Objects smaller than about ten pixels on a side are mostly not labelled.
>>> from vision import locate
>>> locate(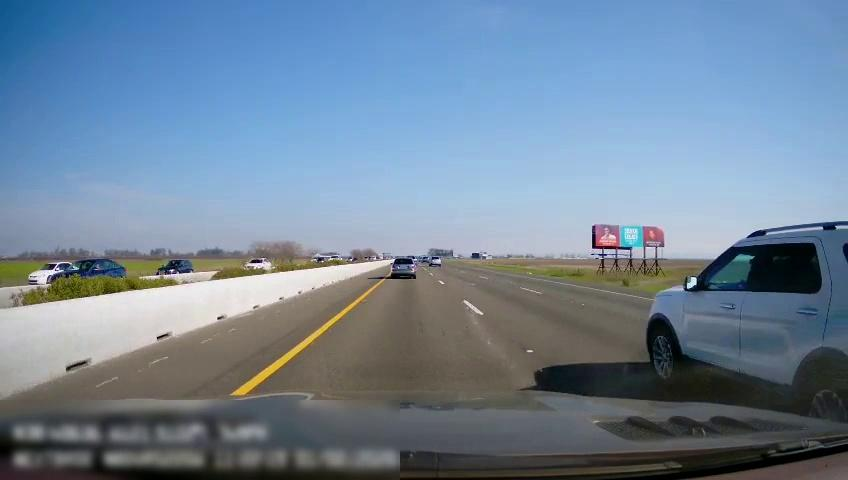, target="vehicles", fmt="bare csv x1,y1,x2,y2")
44,258,129,285
155,259,194,276
327,254,343,264
644,219,848,425
389,257,416,280
316,256,328,264
243,257,274,271
428,255,442,267
27,261,72,286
